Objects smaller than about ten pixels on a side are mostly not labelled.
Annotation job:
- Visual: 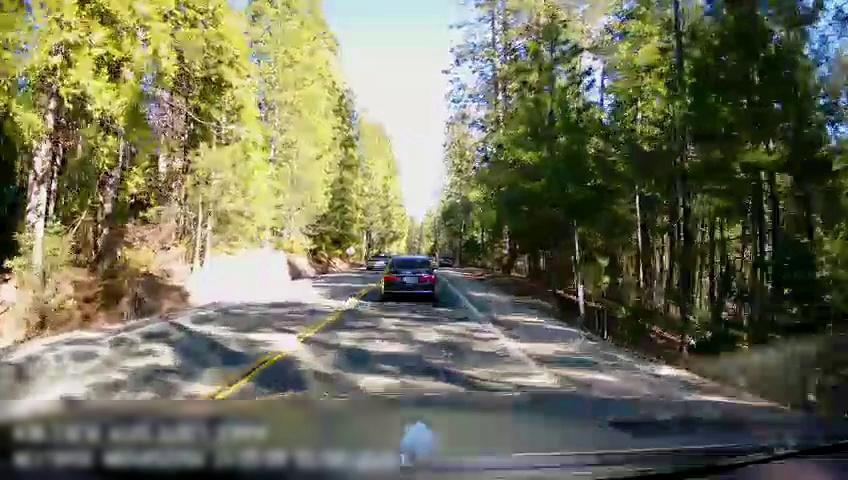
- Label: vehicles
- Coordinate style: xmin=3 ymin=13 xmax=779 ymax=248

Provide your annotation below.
xmin=382 ymin=255 xmax=438 ymax=297
xmin=438 ymin=256 xmax=455 ymax=267
xmin=366 ymin=255 xmax=389 ymax=270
